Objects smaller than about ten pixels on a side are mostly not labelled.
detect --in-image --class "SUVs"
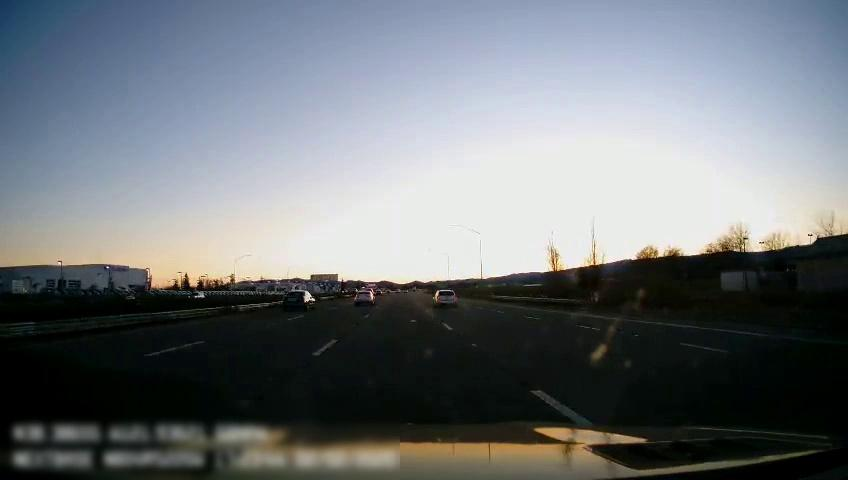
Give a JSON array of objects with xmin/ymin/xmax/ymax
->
[{"xmin": 433, "ymin": 290, "xmax": 457, "ymax": 308}]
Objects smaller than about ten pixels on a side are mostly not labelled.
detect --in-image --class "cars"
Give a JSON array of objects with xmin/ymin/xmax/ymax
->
[
  {"xmin": 281, "ymin": 290, "xmax": 318, "ymax": 312},
  {"xmin": 188, "ymin": 292, "xmax": 205, "ymax": 301},
  {"xmin": 353, "ymin": 290, "xmax": 376, "ymax": 307}
]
